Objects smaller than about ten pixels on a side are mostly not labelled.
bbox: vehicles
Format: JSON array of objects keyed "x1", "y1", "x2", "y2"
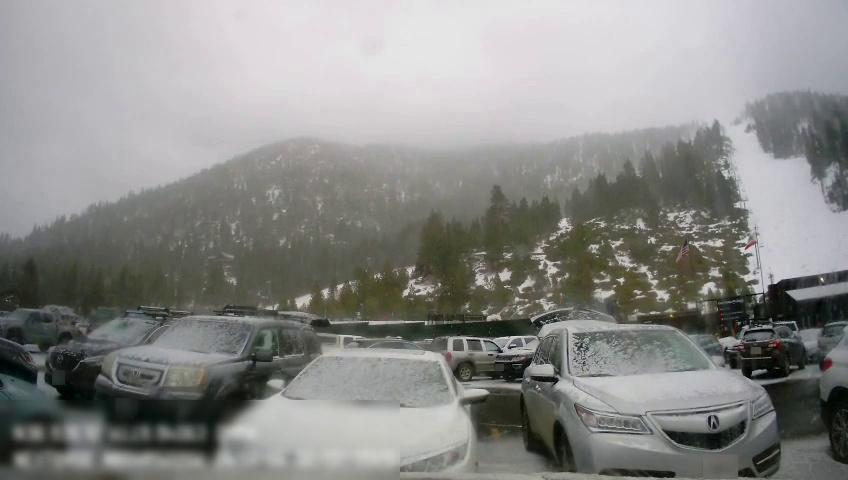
[
  {"x1": 735, "y1": 326, "x2": 804, "y2": 377},
  {"x1": 0, "y1": 336, "x2": 44, "y2": 385},
  {"x1": 0, "y1": 372, "x2": 76, "y2": 467},
  {"x1": 818, "y1": 332, "x2": 848, "y2": 465},
  {"x1": 344, "y1": 338, "x2": 427, "y2": 351},
  {"x1": 49, "y1": 318, "x2": 170, "y2": 403},
  {"x1": 431, "y1": 337, "x2": 507, "y2": 382},
  {"x1": 318, "y1": 334, "x2": 368, "y2": 349},
  {"x1": 97, "y1": 315, "x2": 322, "y2": 458},
  {"x1": 495, "y1": 336, "x2": 537, "y2": 352},
  {"x1": 0, "y1": 308, "x2": 89, "y2": 354},
  {"x1": 817, "y1": 322, "x2": 846, "y2": 354},
  {"x1": 772, "y1": 321, "x2": 800, "y2": 333},
  {"x1": 681, "y1": 335, "x2": 726, "y2": 358},
  {"x1": 494, "y1": 341, "x2": 535, "y2": 381},
  {"x1": 214, "y1": 348, "x2": 491, "y2": 473},
  {"x1": 799, "y1": 328, "x2": 820, "y2": 363},
  {"x1": 519, "y1": 321, "x2": 781, "y2": 479}
]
